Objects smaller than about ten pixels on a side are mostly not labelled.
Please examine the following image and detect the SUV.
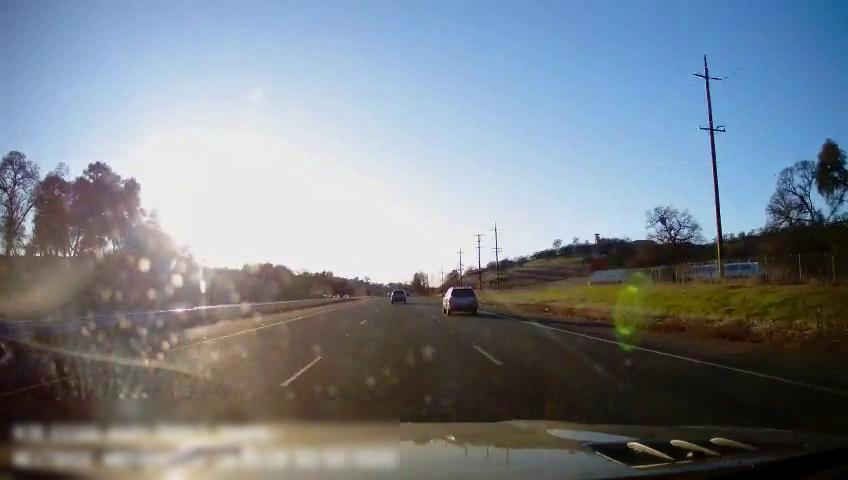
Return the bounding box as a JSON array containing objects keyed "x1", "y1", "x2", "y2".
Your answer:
[{"x1": 442, "y1": 287, "x2": 478, "y2": 318}]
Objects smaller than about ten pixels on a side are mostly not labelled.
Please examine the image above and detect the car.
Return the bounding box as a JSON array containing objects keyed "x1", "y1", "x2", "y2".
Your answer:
[{"x1": 390, "y1": 288, "x2": 407, "y2": 305}]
